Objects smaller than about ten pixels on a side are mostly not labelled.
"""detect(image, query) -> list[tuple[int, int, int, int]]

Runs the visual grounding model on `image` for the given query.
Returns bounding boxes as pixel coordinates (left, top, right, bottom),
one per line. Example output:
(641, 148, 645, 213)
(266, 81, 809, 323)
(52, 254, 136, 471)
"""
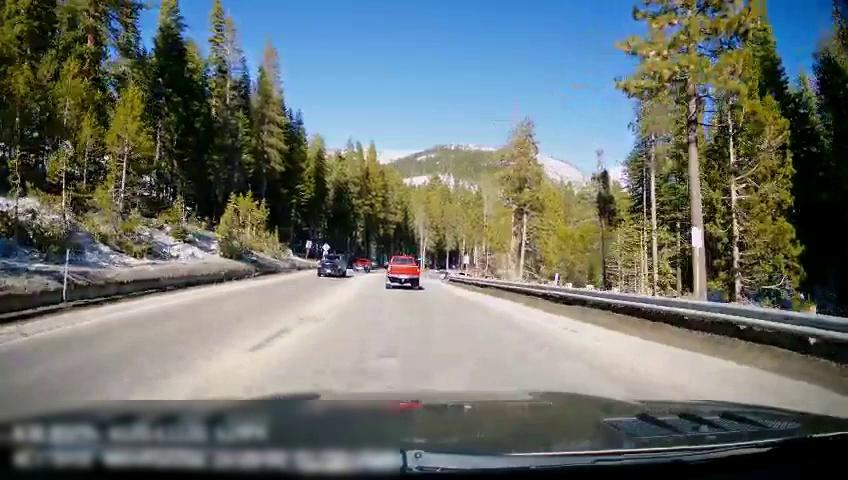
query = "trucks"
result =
(385, 254, 421, 291)
(317, 253, 348, 279)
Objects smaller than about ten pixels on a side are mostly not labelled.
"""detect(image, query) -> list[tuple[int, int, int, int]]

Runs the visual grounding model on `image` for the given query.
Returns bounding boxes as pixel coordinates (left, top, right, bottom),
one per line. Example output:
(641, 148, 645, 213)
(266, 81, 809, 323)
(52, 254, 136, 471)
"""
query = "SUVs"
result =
(353, 257, 371, 274)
